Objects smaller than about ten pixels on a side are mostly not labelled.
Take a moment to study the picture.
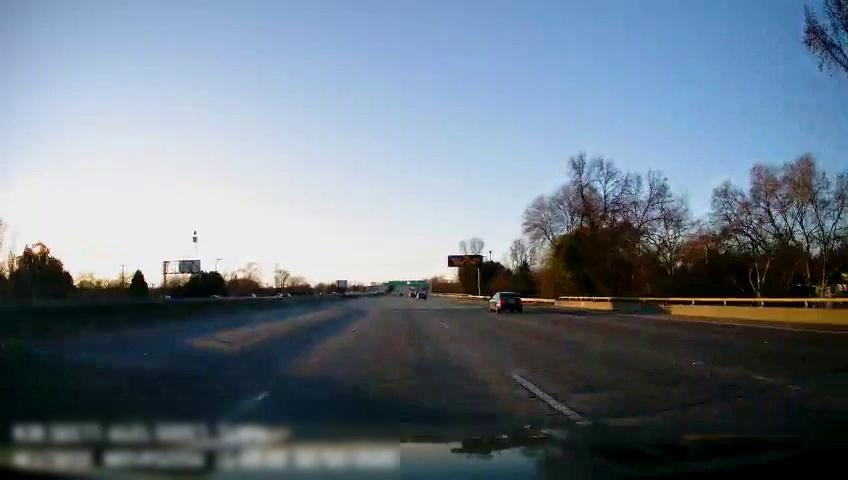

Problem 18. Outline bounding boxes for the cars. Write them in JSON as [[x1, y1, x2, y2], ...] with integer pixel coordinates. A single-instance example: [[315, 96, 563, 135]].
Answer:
[[416, 290, 427, 300], [487, 291, 523, 314]]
